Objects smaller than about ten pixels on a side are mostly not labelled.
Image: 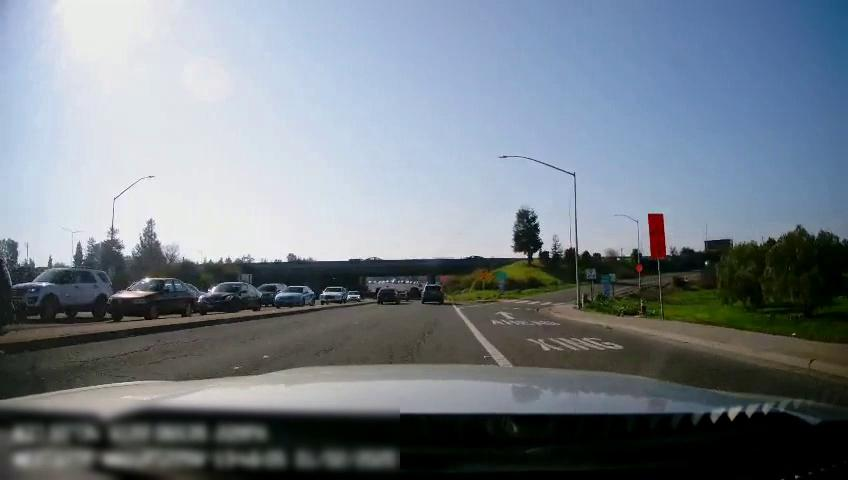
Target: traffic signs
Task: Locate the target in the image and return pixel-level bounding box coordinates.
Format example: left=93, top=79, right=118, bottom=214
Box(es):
left=647, top=212, right=667, bottom=261
left=498, top=280, right=505, bottom=291
left=598, top=273, right=612, bottom=285
left=479, top=270, right=489, bottom=281
left=495, top=271, right=506, bottom=281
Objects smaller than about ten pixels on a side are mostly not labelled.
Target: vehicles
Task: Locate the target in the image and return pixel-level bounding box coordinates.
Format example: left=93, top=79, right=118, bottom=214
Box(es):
left=106, top=277, right=195, bottom=322
left=376, top=287, right=402, bottom=305
left=175, top=282, right=208, bottom=313
left=395, top=289, right=408, bottom=301
left=273, top=285, right=317, bottom=309
left=420, top=283, right=445, bottom=305
left=465, top=255, right=485, bottom=259
left=320, top=286, right=348, bottom=305
left=254, top=283, right=290, bottom=307
left=197, top=281, right=264, bottom=315
left=365, top=256, right=385, bottom=261
left=0, top=258, right=17, bottom=329
left=345, top=291, right=362, bottom=303
left=8, top=266, right=113, bottom=323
